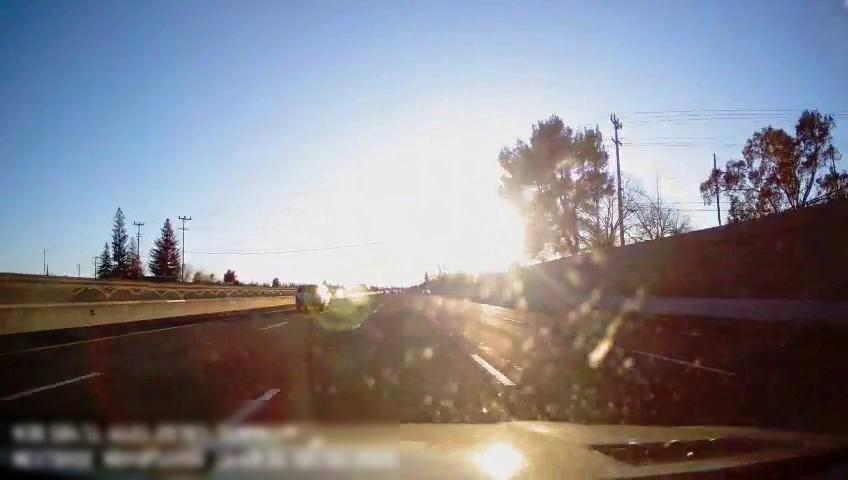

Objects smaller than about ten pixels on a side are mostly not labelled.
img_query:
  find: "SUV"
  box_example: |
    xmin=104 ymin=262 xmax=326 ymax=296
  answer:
xmin=294 ymin=283 xmax=332 ymax=313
